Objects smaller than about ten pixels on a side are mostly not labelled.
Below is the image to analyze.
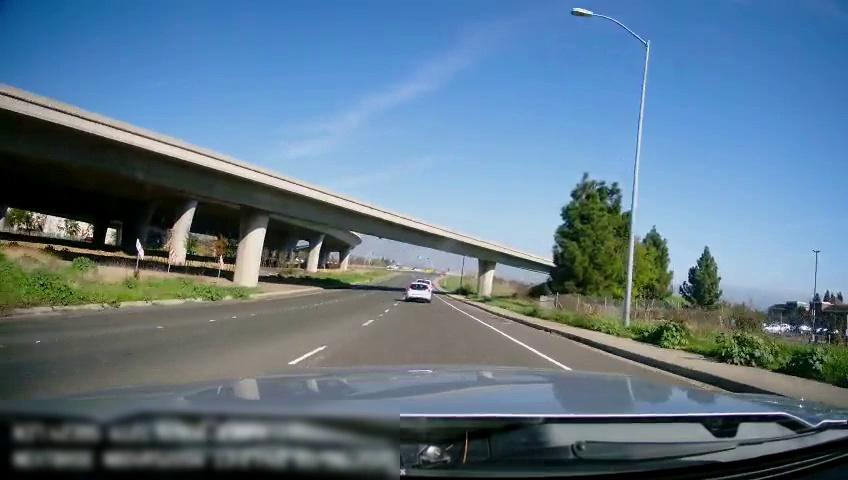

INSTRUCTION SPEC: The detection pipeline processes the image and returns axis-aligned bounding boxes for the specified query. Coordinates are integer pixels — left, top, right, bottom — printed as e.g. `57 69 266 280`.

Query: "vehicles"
416 279 432 290
404 282 431 304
